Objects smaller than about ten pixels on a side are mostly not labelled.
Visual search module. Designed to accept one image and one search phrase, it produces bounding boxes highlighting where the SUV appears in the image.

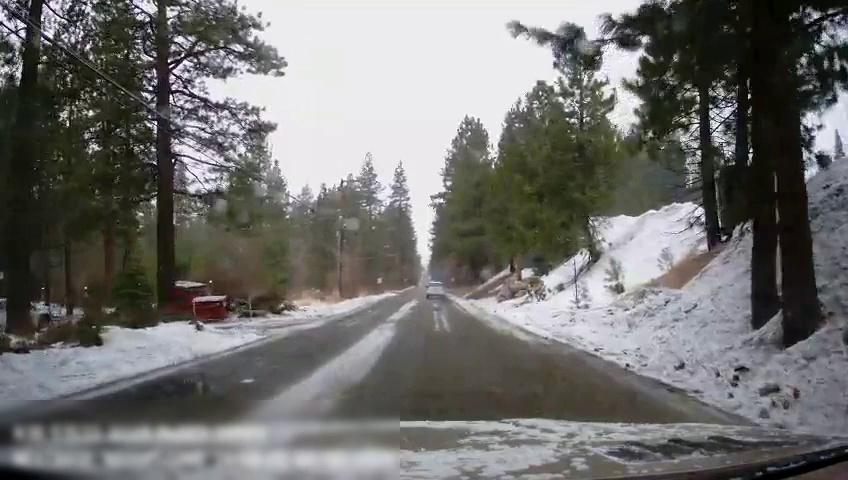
[425,280,445,299]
